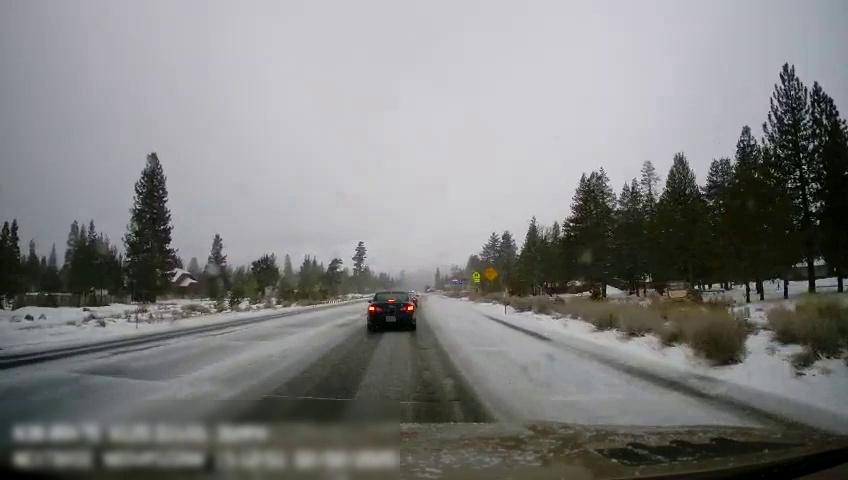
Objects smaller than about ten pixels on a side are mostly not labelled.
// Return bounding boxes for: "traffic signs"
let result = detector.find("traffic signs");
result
[484,267,498,280]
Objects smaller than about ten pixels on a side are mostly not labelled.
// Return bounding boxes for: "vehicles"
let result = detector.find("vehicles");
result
[367,291,416,331]
[408,292,418,307]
